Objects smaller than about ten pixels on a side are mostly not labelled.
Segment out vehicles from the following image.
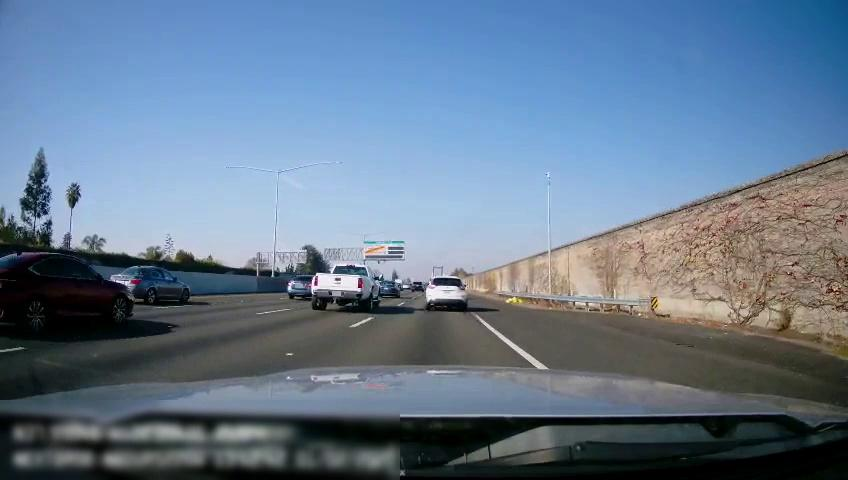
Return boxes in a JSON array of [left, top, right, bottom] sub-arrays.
[[379, 281, 401, 298], [111, 266, 191, 306], [411, 281, 424, 292], [287, 275, 315, 299], [425, 276, 467, 310], [0, 251, 135, 335], [311, 264, 383, 313]]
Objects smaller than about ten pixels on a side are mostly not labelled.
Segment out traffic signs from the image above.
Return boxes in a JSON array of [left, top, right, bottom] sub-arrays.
[[650, 296, 659, 310], [363, 240, 406, 260]]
